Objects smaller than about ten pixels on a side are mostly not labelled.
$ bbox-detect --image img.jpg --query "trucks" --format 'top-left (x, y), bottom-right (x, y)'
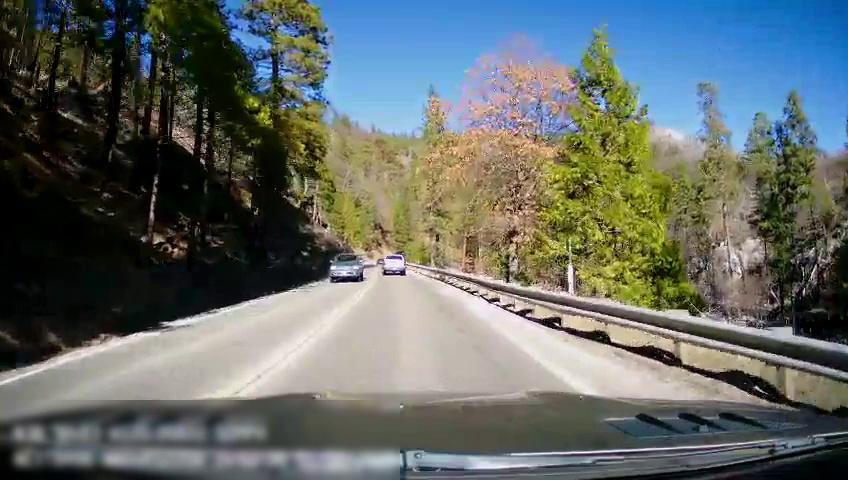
top-left (382, 253), bottom-right (407, 275)
top-left (328, 253), bottom-right (365, 283)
